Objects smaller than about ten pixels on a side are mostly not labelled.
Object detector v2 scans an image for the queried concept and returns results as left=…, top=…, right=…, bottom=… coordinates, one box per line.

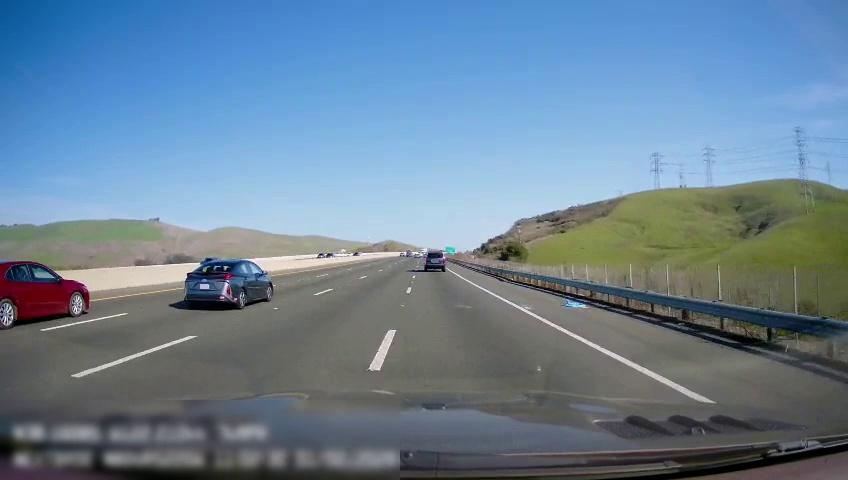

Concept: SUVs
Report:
left=423, top=250, right=446, bottom=272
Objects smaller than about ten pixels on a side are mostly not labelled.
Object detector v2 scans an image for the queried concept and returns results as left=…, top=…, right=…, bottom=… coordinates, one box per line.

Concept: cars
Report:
left=0, top=259, right=91, bottom=330
left=183, top=259, right=274, bottom=310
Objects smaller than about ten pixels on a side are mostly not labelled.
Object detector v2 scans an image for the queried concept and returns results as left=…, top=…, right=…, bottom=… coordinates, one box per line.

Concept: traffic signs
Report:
left=445, top=246, right=456, bottom=255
